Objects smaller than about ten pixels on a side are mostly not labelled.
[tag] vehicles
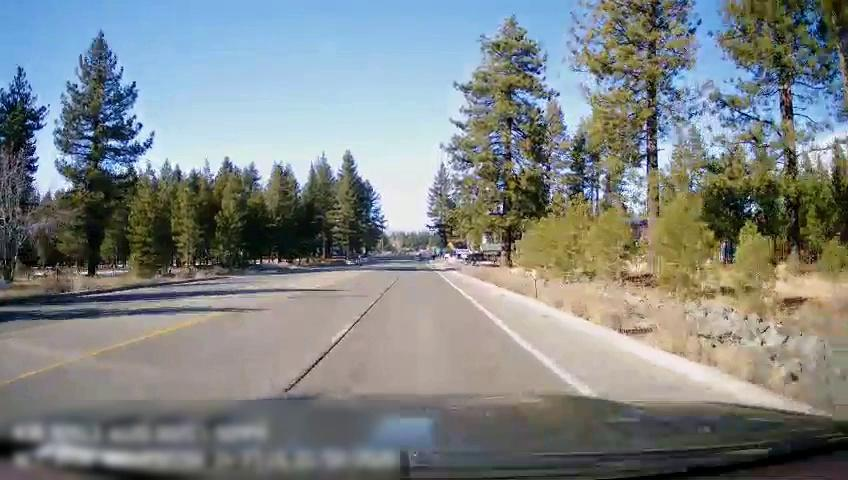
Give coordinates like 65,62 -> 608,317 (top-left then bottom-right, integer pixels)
464,253 -> 482,265
346,255 -> 364,267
